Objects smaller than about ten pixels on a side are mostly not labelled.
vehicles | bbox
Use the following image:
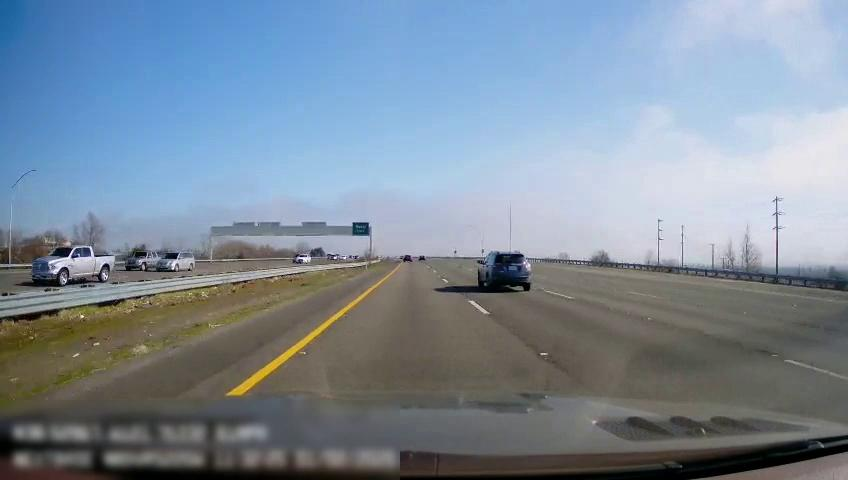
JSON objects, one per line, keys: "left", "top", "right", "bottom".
{"left": 477, "top": 251, "right": 532, "bottom": 291}
{"left": 31, "top": 244, "right": 115, "bottom": 287}
{"left": 155, "top": 251, "right": 196, "bottom": 273}
{"left": 403, "top": 254, "right": 412, "bottom": 262}
{"left": 124, "top": 249, "right": 163, "bottom": 272}
{"left": 295, "top": 253, "right": 312, "bottom": 265}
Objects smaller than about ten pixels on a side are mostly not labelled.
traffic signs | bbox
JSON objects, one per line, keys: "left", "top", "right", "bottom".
{"left": 351, "top": 220, "right": 370, "bottom": 236}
